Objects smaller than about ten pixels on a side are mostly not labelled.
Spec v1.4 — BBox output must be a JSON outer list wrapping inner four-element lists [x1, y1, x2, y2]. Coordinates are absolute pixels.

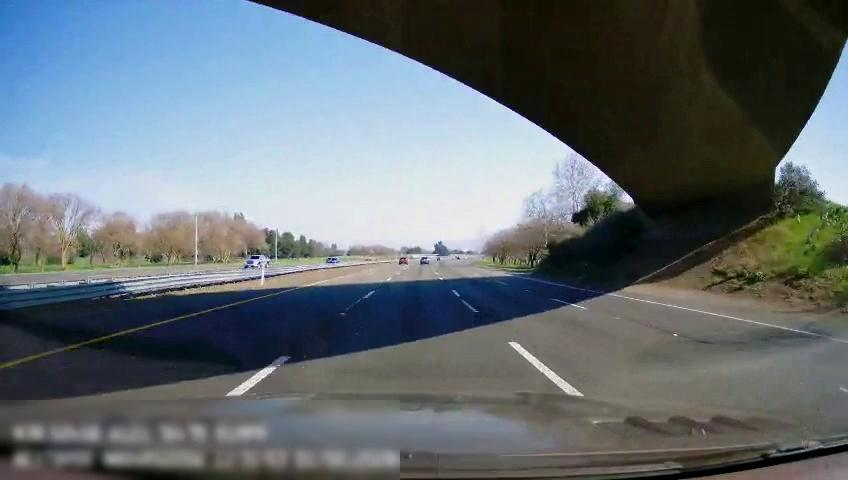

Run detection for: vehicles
[[398, 256, 409, 266], [243, 254, 272, 269], [420, 256, 429, 264]]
